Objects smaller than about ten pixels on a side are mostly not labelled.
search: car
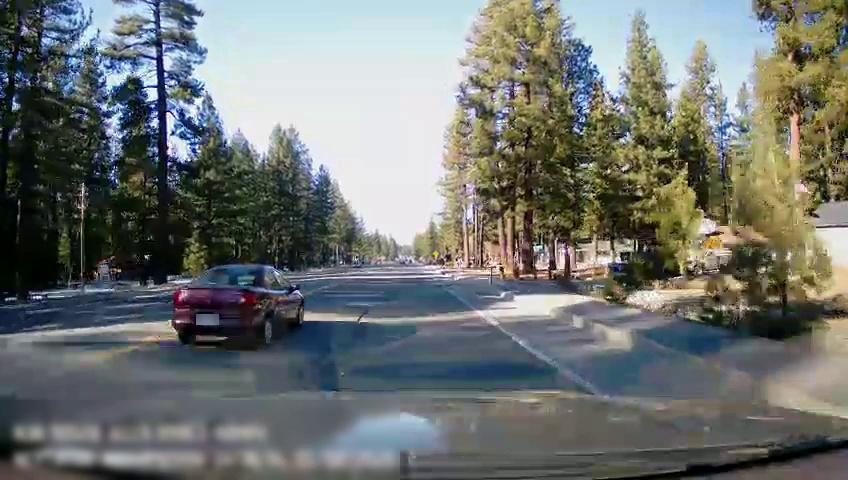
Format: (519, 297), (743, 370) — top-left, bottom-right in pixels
(172, 264), (306, 346)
